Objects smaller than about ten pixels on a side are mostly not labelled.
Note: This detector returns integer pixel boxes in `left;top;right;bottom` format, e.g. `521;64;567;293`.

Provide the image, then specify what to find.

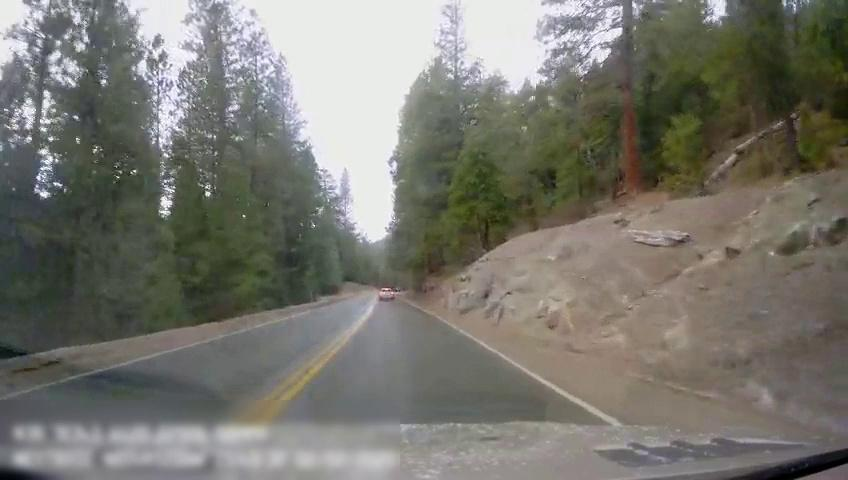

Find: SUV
378;287;395;301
